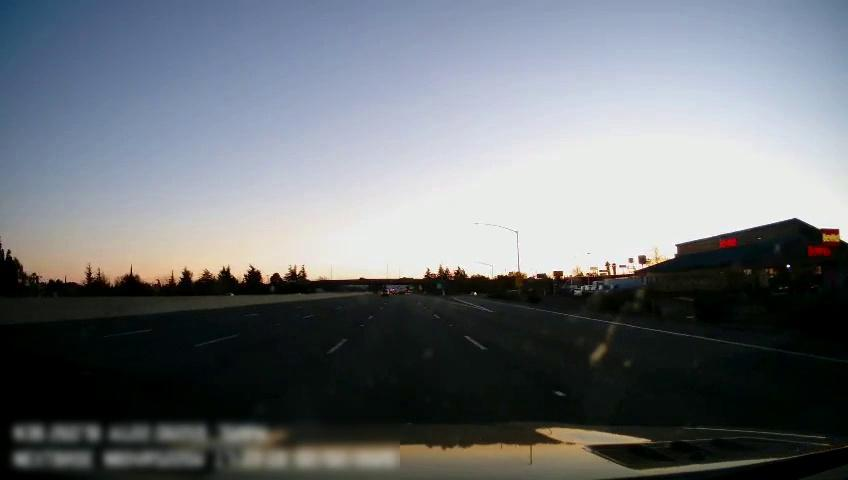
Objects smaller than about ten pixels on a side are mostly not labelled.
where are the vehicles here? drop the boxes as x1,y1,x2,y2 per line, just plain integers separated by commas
584,284,593,293
594,279,614,297
604,278,642,297
223,293,235,297
587,281,604,296
578,286,586,293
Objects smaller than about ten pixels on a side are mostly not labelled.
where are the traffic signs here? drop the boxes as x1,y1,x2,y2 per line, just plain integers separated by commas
399,278,413,284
